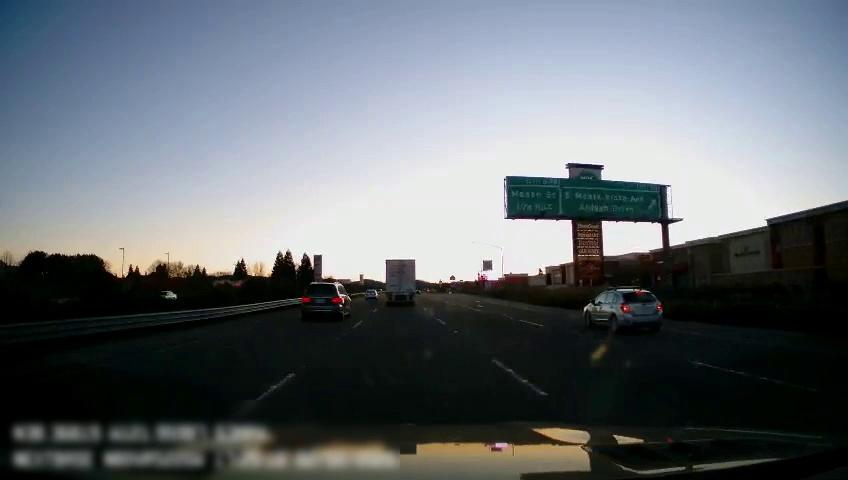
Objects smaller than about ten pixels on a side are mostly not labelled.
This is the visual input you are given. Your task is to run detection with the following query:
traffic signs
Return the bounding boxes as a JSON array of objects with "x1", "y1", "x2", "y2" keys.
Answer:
[{"x1": 505, "y1": 175, "x2": 663, "y2": 220}]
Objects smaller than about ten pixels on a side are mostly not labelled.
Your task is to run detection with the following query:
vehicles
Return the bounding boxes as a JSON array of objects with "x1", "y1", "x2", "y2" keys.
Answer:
[
  {"x1": 161, "y1": 290, "x2": 177, "y2": 301},
  {"x1": 364, "y1": 289, "x2": 379, "y2": 301},
  {"x1": 301, "y1": 282, "x2": 352, "y2": 320},
  {"x1": 583, "y1": 289, "x2": 664, "y2": 336},
  {"x1": 385, "y1": 259, "x2": 416, "y2": 305}
]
